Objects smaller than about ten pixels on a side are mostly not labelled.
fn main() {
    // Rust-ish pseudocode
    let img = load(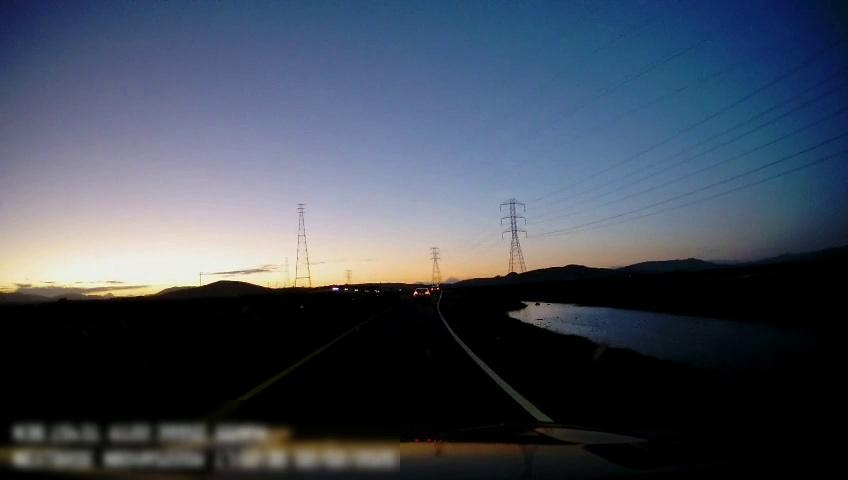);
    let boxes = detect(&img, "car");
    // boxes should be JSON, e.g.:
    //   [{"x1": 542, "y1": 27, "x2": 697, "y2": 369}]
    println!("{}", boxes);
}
[{"x1": 414, "y1": 288, "x2": 432, "y2": 302}]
